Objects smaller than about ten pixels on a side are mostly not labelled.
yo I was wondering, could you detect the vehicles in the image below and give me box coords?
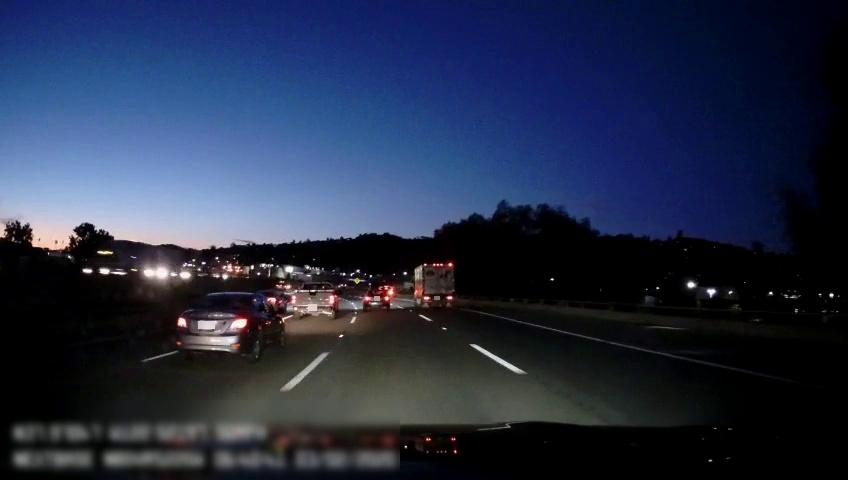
[177,292,286,362]
[410,262,455,311]
[254,290,287,313]
[368,282,394,298]
[145,264,181,279]
[291,281,339,319]
[363,289,390,312]
[82,239,161,277]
